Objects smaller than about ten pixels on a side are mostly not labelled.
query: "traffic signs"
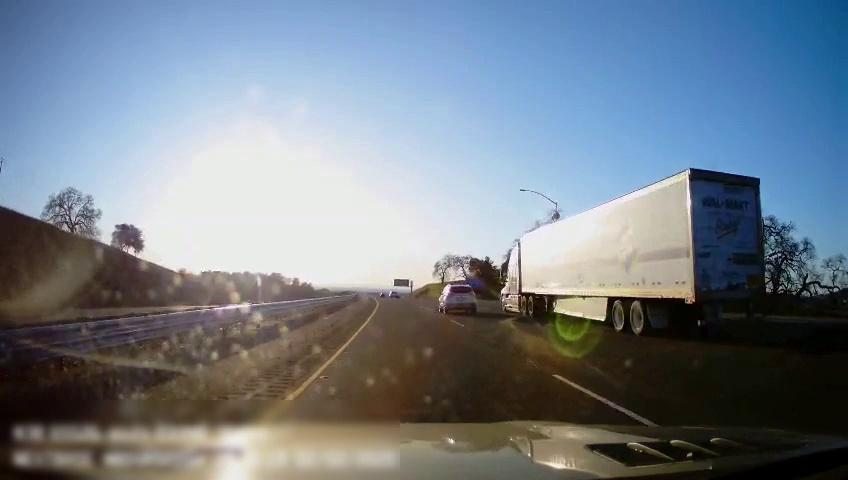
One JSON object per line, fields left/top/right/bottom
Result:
{"left": 393, "top": 278, "right": 410, "bottom": 287}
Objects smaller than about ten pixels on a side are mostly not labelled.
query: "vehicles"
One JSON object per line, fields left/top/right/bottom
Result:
{"left": 388, "top": 291, "right": 399, "bottom": 299}
{"left": 499, "top": 166, "right": 765, "bottom": 337}
{"left": 439, "top": 284, "right": 476, "bottom": 314}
